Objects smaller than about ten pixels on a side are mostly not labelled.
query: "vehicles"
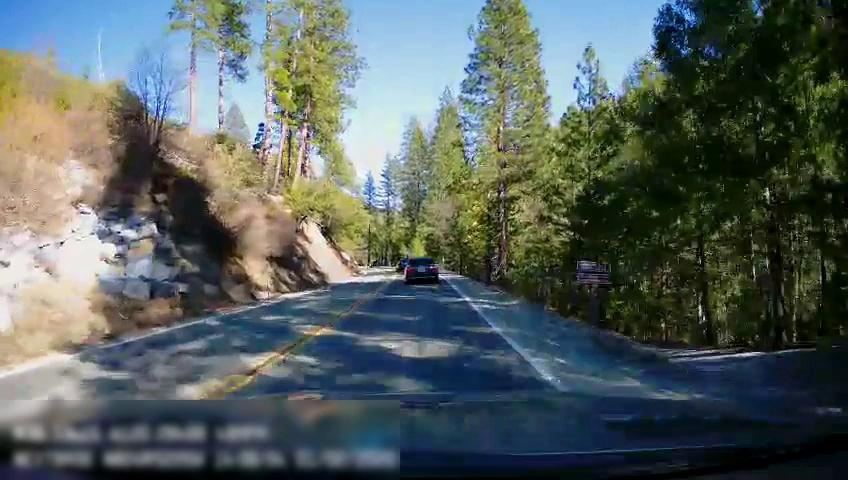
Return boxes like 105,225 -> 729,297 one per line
394,257 -> 412,275
404,257 -> 440,286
